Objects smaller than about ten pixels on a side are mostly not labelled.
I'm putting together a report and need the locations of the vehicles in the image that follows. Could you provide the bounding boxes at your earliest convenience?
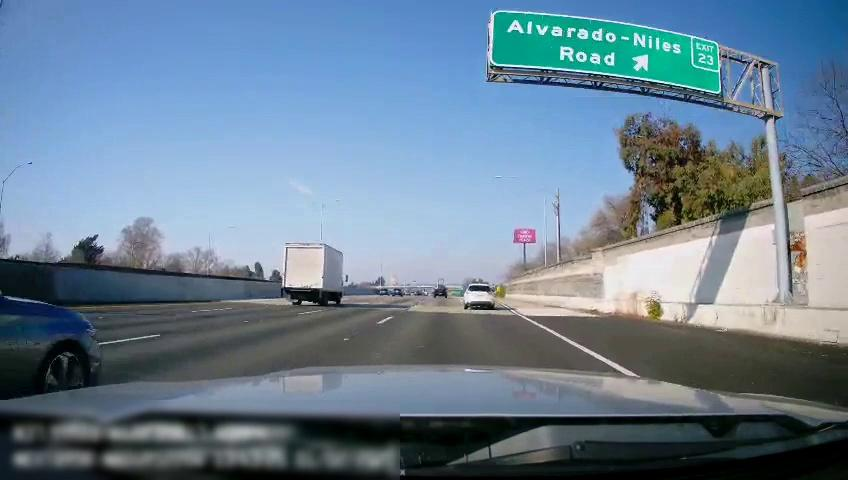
[0,290,104,402]
[463,283,496,309]
[280,242,349,307]
[379,288,390,296]
[392,288,403,296]
[433,285,447,298]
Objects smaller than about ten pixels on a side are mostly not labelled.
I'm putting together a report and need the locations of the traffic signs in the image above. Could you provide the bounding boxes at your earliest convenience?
[490,9,722,94]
